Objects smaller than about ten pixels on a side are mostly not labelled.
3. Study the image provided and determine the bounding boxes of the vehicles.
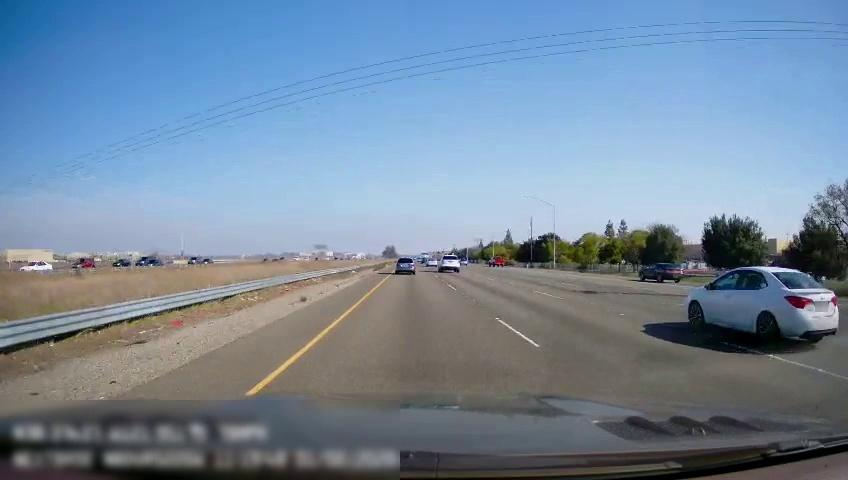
[437,254,460,273]
[424,258,438,268]
[111,258,133,268]
[135,255,162,268]
[395,257,416,275]
[187,256,205,265]
[686,266,840,349]
[488,255,505,268]
[457,257,468,266]
[71,256,96,270]
[200,258,214,265]
[638,262,684,284]
[18,260,53,273]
